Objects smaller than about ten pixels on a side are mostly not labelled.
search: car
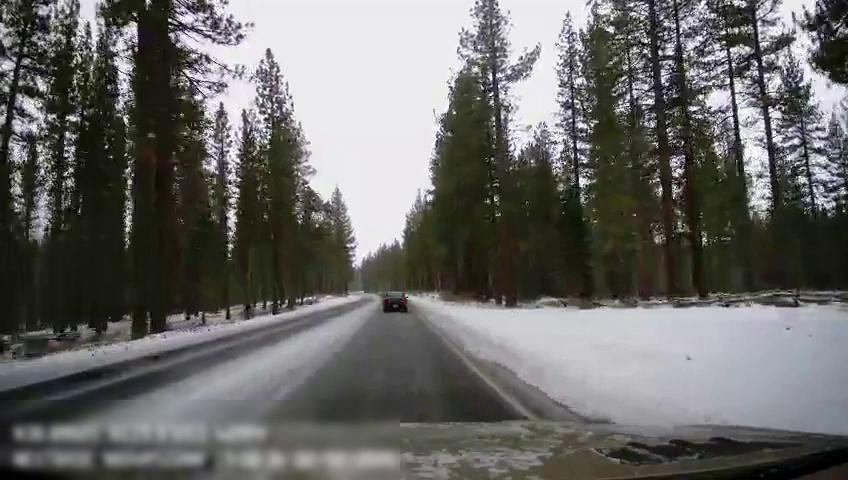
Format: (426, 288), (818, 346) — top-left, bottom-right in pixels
(382, 290), (409, 313)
